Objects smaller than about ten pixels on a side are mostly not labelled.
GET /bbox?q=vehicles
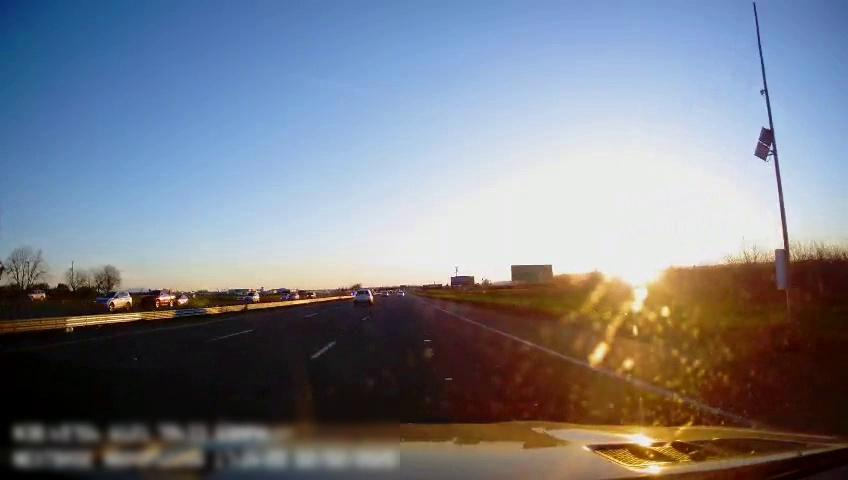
[27,289,46,301]
[90,290,133,314]
[176,295,190,307]
[353,289,374,306]
[242,292,261,304]
[138,289,178,313]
